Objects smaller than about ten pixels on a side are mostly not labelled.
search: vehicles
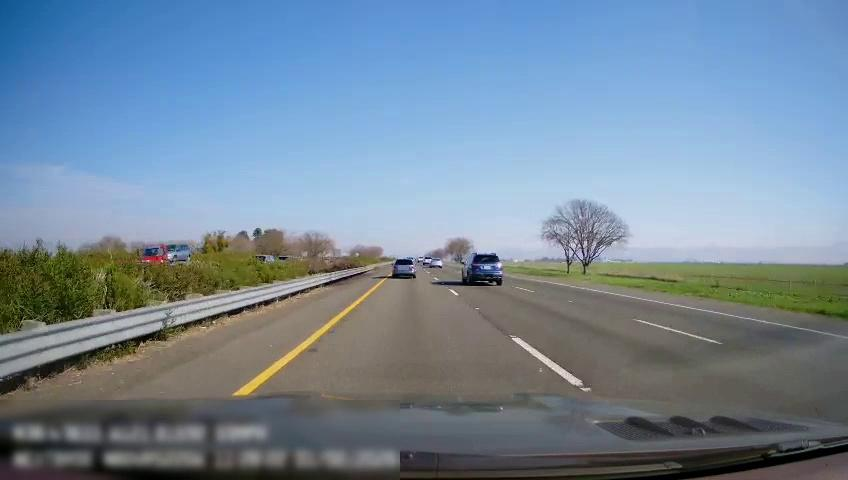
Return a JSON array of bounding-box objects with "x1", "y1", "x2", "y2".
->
[
  {"x1": 423, "y1": 256, "x2": 433, "y2": 265},
  {"x1": 277, "y1": 255, "x2": 295, "y2": 261},
  {"x1": 165, "y1": 244, "x2": 195, "y2": 263},
  {"x1": 250, "y1": 255, "x2": 275, "y2": 266},
  {"x1": 459, "y1": 251, "x2": 504, "y2": 286},
  {"x1": 390, "y1": 258, "x2": 417, "y2": 280},
  {"x1": 428, "y1": 258, "x2": 445, "y2": 270}
]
